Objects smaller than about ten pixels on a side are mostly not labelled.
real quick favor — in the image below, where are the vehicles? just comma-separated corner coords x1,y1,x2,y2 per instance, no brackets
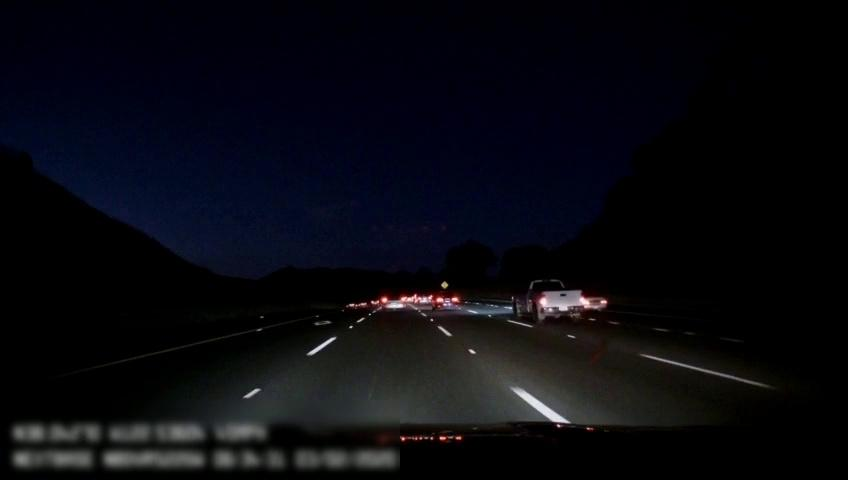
431,289,460,312
380,291,406,311
581,288,608,315
415,290,433,304
511,279,584,327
